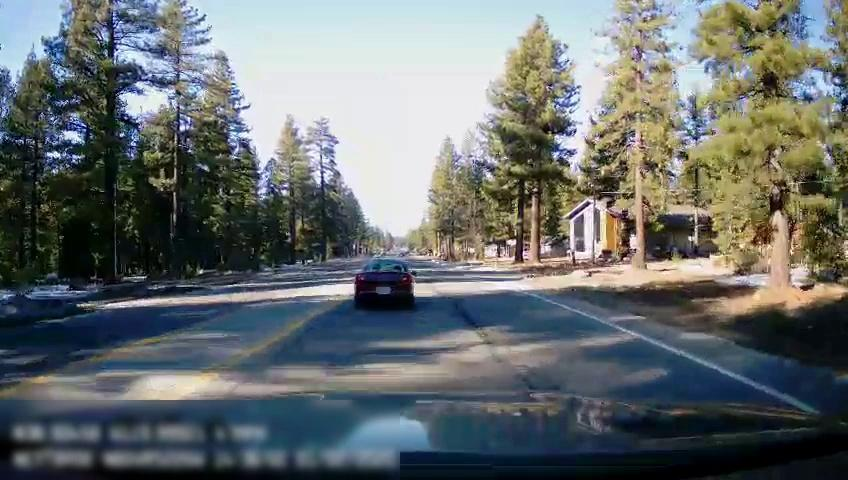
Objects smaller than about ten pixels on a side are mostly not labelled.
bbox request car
[354,254,415,311]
